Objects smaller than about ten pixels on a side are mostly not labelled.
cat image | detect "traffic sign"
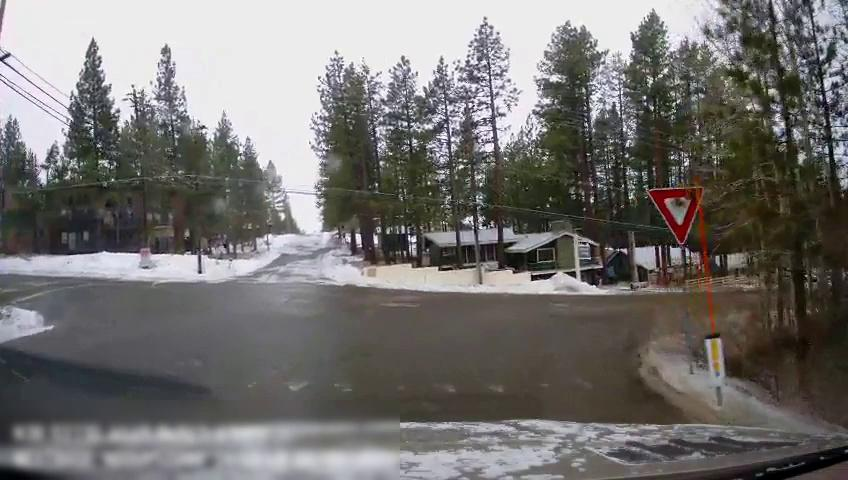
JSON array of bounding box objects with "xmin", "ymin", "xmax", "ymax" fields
[{"xmin": 648, "ymin": 187, "xmax": 706, "ymax": 245}]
